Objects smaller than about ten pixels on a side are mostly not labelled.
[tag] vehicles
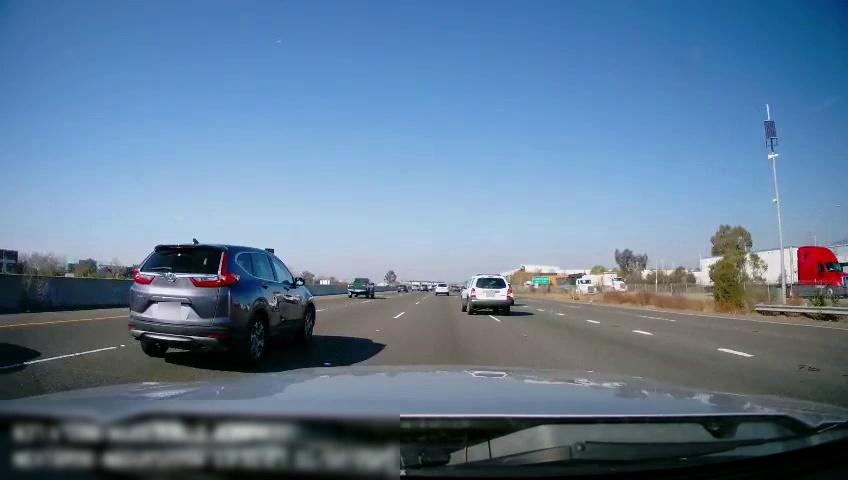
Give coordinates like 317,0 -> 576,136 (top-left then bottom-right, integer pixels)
434,282 -> 450,296
522,280 -> 534,289
458,273 -> 511,316
700,245 -> 848,300
347,277 -> 375,300
589,273 -> 630,294
502,282 -> 515,306
396,284 -> 409,293
126,237 -> 317,361
558,278 -> 595,295
549,275 -> 565,289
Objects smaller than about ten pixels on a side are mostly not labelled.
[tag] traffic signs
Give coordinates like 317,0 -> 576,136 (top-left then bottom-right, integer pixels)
532,275 -> 551,286
263,247 -> 275,255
